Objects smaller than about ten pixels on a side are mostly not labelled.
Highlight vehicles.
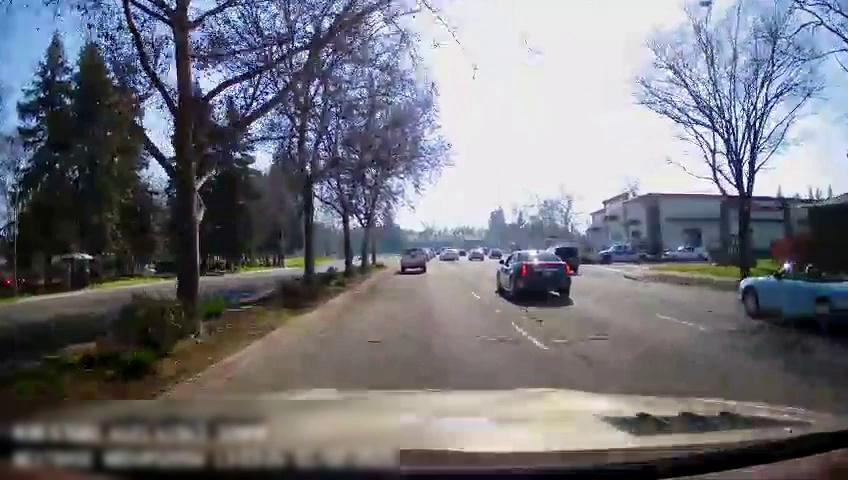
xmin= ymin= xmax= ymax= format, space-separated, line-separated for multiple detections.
xmin=553 ymin=245 xmax=581 ymax=274
xmin=489 ymin=246 xmax=504 ymax=258
xmin=735 ymin=255 xmax=848 ymax=326
xmin=659 ymin=241 xmax=710 ymax=263
xmin=400 ymin=246 xmax=427 ymax=274
xmin=468 ymin=247 xmax=485 ymax=262
xmin=439 ymin=248 xmax=459 ymax=261
xmin=593 ymin=239 xmax=658 ymax=265
xmin=494 ymin=249 xmax=571 ymax=301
